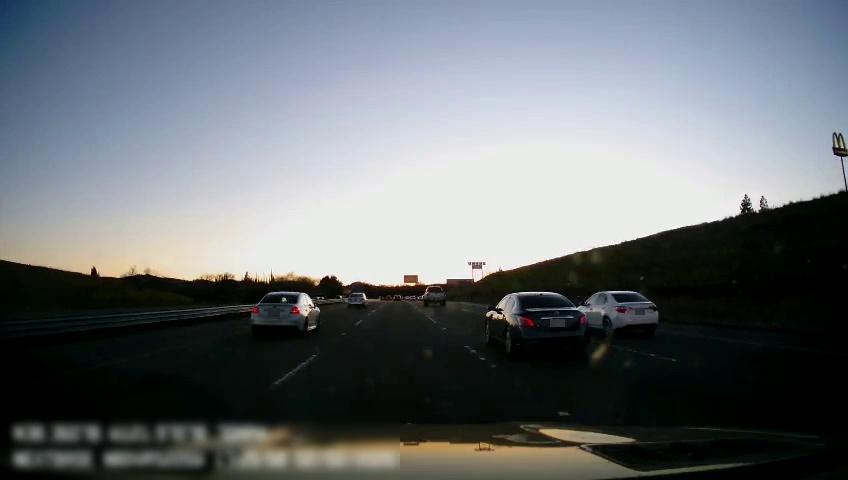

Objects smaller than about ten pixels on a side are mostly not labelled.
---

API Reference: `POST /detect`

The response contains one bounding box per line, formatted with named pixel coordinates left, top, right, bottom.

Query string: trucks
left=423, top=286, right=446, bottom=307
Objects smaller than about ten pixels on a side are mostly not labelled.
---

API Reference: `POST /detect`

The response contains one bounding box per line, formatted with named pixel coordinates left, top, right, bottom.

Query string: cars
left=579, top=291, right=659, bottom=340
left=347, top=293, right=368, bottom=308
left=482, top=292, right=589, bottom=361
